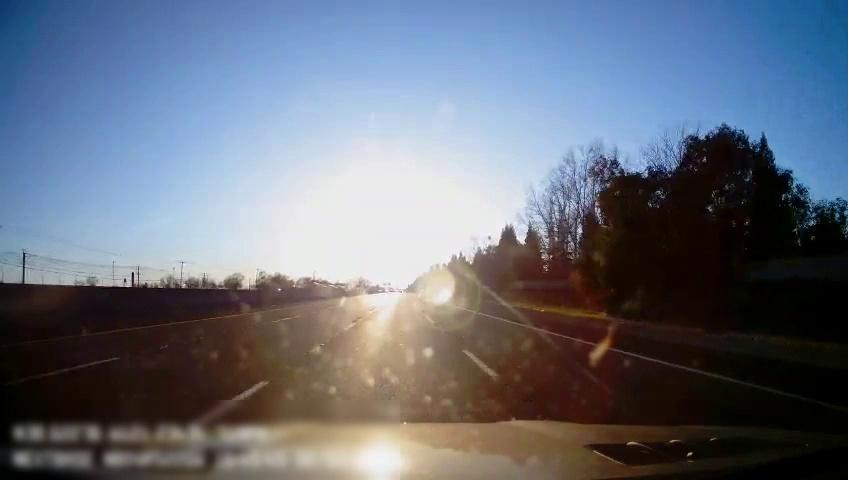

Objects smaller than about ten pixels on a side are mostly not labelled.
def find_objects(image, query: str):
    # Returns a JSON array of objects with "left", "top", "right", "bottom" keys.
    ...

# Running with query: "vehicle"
[{"left": 418, "top": 289, "right": 434, "bottom": 302}]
